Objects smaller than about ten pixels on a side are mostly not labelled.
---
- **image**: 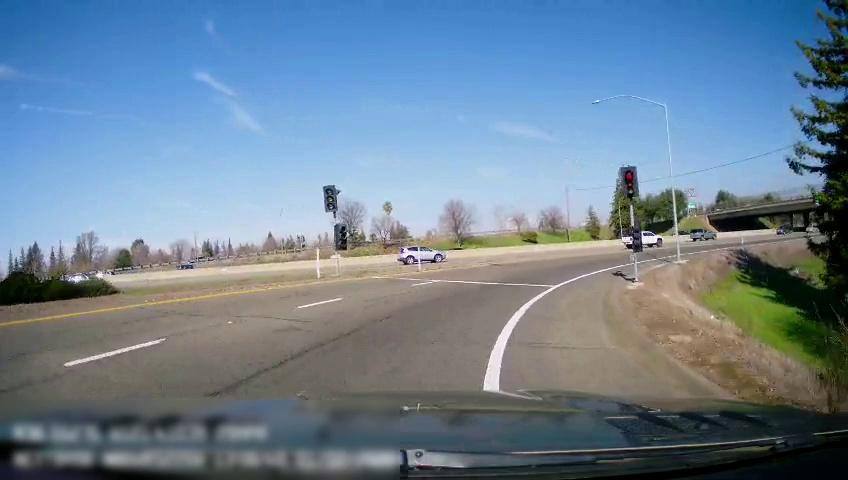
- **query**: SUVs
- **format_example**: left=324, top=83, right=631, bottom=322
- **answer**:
left=775, top=225, right=791, bottom=235
left=397, top=246, right=448, bottom=265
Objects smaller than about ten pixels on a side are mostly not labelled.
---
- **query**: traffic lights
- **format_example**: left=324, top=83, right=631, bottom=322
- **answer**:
left=322, top=185, right=338, bottom=212
left=335, top=223, right=348, bottom=250
left=620, top=165, right=638, bottom=199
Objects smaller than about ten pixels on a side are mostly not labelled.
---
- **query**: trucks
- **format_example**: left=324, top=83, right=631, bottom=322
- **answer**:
left=689, top=227, right=717, bottom=241
left=622, top=231, right=665, bottom=249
